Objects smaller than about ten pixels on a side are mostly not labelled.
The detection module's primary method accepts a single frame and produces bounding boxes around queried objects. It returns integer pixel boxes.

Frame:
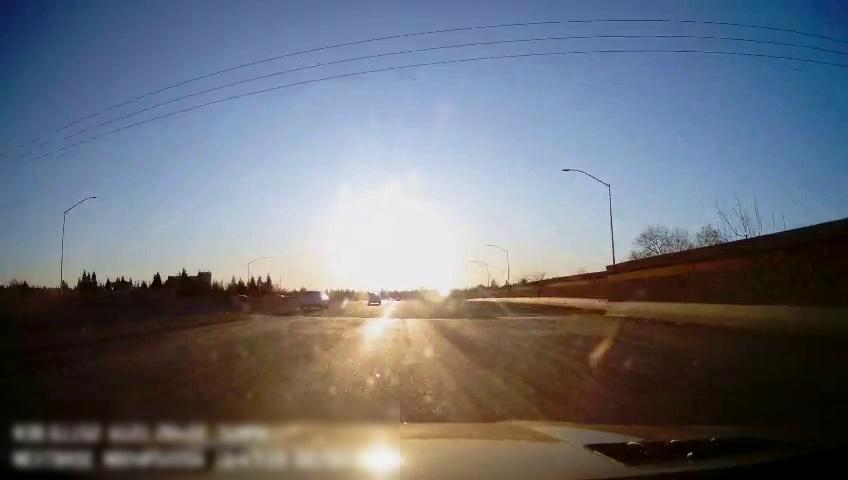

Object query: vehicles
[368,293,381,305]
[297,290,329,310]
